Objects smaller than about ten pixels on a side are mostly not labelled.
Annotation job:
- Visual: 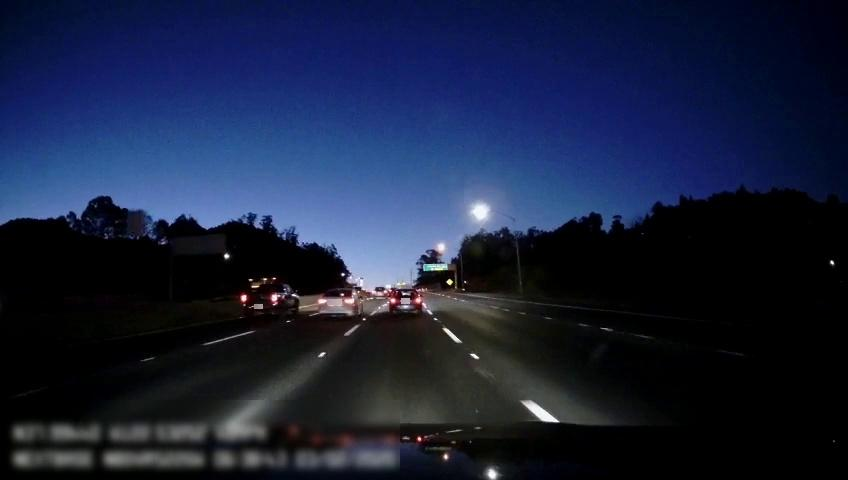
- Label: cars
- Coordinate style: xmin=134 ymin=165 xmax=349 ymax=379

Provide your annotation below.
xmin=387 ymin=289 xmax=423 ymax=317
xmin=317 ymin=289 xmax=365 ymax=320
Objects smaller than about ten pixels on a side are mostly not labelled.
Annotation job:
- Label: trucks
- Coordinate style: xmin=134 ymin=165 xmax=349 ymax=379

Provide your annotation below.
xmin=248 ymin=277 xmax=277 ymax=292
xmin=241 ymin=283 xmax=300 ymax=321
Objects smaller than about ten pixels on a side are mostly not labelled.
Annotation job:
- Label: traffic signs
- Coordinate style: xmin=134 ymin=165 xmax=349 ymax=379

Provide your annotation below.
xmin=423 ymin=263 xmax=448 ymax=271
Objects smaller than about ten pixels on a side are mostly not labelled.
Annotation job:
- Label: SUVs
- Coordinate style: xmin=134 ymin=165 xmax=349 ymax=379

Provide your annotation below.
xmin=373 ymin=286 xmax=389 ymax=300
